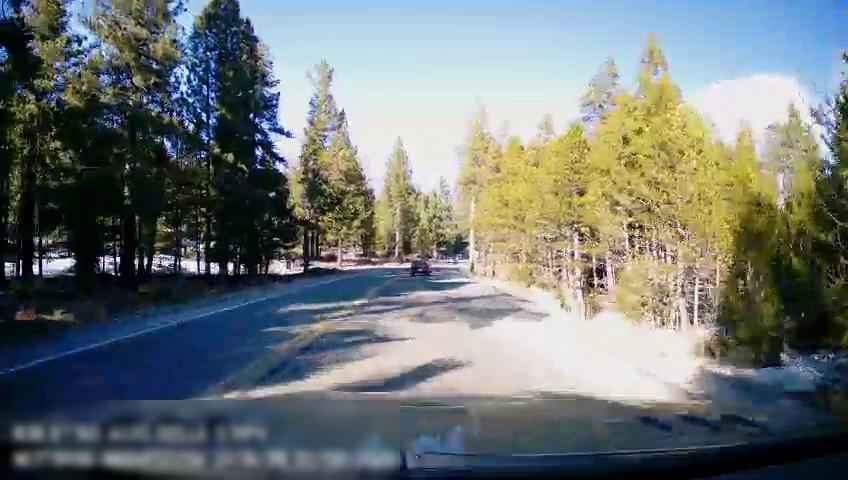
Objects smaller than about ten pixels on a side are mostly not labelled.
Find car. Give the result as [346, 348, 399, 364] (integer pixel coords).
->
[410, 260, 431, 276]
